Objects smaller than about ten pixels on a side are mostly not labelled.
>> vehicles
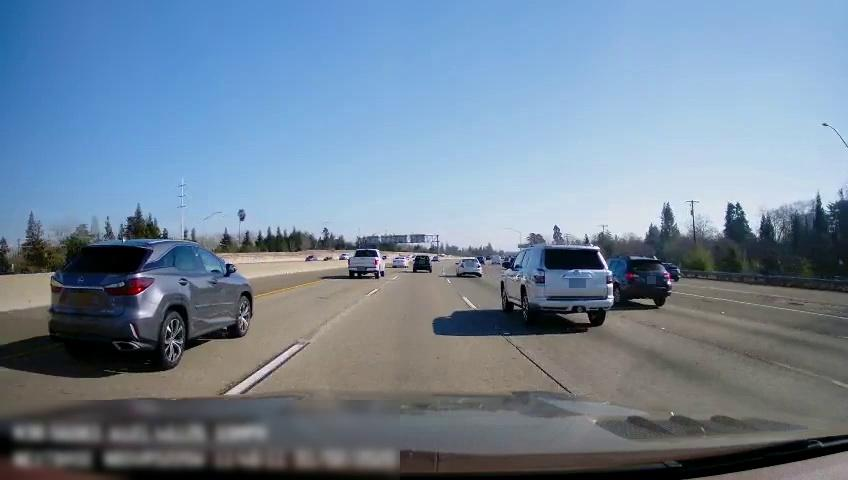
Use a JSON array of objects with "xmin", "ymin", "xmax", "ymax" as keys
[
  {"xmin": 499, "ymin": 243, "xmax": 615, "ymax": 327},
  {"xmin": 304, "ymin": 255, "xmax": 318, "ymax": 262},
  {"xmin": 412, "ymin": 255, "xmax": 433, "ymax": 273},
  {"xmin": 47, "ymin": 237, "xmax": 256, "ymax": 371},
  {"xmin": 658, "ymin": 262, "xmax": 680, "ymax": 282},
  {"xmin": 339, "ymin": 253, "xmax": 351, "ymax": 261},
  {"xmin": 392, "ymin": 255, "xmax": 409, "ymax": 269},
  {"xmin": 455, "ymin": 258, "xmax": 482, "ymax": 278},
  {"xmin": 347, "ymin": 248, "xmax": 387, "ymax": 280},
  {"xmin": 601, "ymin": 256, "xmax": 673, "ymax": 308}
]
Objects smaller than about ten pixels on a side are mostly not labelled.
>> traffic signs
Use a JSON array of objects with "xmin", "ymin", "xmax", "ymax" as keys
[
  {"xmin": 380, "ymin": 235, "xmax": 393, "ymax": 245},
  {"xmin": 394, "ymin": 234, "xmax": 408, "ymax": 244},
  {"xmin": 409, "ymin": 233, "xmax": 425, "ymax": 244},
  {"xmin": 367, "ymin": 235, "xmax": 379, "ymax": 245}
]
